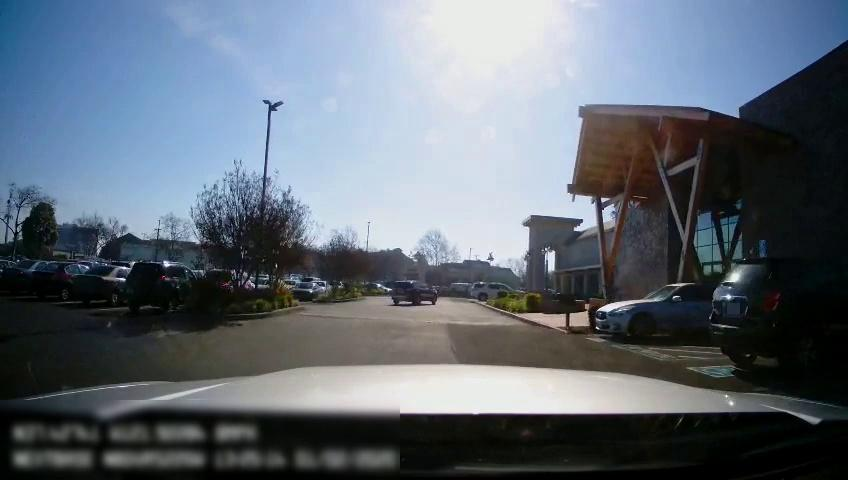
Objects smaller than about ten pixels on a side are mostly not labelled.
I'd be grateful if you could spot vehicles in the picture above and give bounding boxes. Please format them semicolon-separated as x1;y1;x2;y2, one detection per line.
293;282;322;299
392;281;438;306
72;265;151;307
251;277;271;289
473;281;525;302
595;283;735;348
311;280;333;293
191;268;254;288
110;261;136;269
126;261;199;312
2;259;69;295
708;256;848;376
282;280;303;294
32;262;101;303
368;283;392;295
0;260;24;276
185;270;210;284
